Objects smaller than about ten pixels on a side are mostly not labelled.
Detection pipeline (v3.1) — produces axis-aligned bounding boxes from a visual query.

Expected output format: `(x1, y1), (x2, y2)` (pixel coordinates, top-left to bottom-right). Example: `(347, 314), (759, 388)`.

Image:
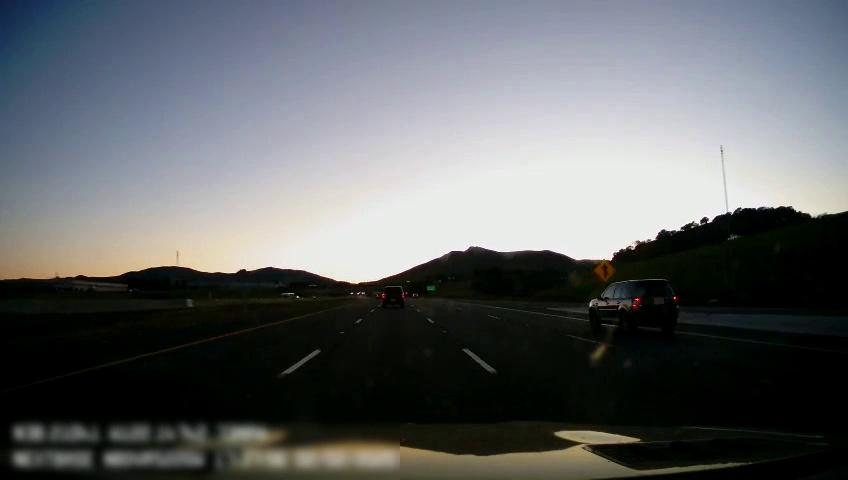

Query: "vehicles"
(589, 278), (679, 342)
(281, 292), (295, 299)
(381, 285), (405, 308)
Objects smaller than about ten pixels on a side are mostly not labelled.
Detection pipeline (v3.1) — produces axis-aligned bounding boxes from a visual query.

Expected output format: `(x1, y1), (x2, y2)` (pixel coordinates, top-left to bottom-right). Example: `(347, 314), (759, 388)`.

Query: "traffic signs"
(593, 259), (615, 283)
